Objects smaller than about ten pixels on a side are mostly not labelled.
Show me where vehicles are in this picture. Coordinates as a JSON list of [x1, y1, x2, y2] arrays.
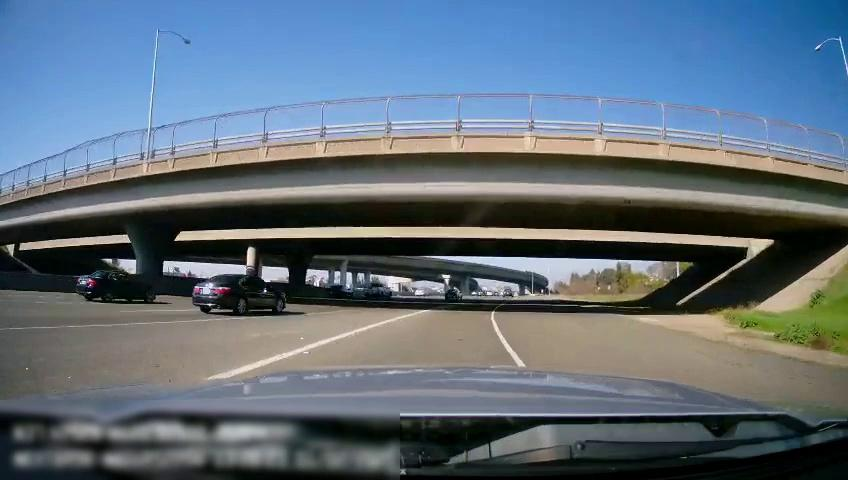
[[445, 288, 463, 302], [192, 273, 288, 318], [364, 282, 394, 301], [502, 286, 514, 297], [75, 267, 158, 306]]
